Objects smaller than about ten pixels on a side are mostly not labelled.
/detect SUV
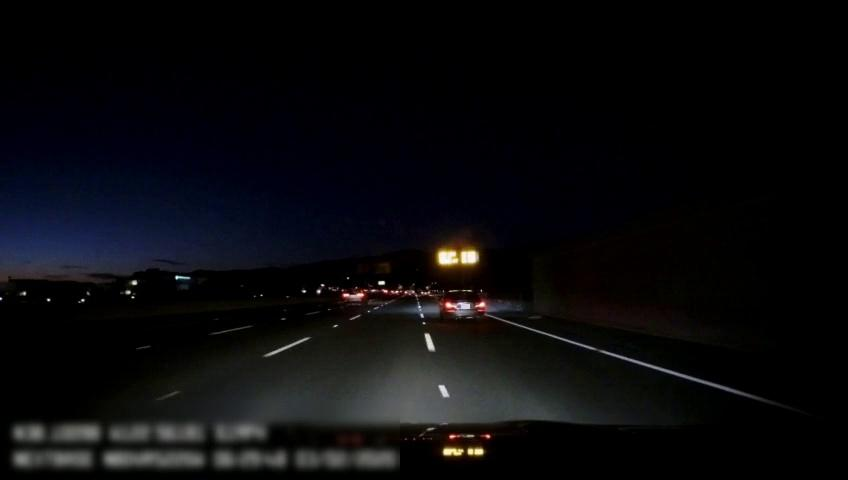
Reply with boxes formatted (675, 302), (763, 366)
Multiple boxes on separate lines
(340, 281), (373, 306)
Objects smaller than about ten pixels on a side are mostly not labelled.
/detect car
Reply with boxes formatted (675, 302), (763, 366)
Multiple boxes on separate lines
(439, 288), (484, 322)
